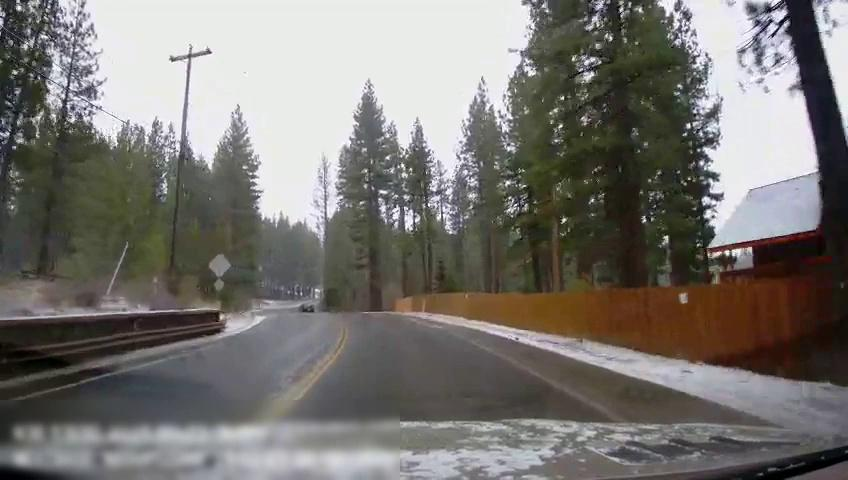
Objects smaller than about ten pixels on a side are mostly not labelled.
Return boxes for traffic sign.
[207,253,231,279]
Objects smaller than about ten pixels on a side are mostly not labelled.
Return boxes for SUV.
[298,303,314,314]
